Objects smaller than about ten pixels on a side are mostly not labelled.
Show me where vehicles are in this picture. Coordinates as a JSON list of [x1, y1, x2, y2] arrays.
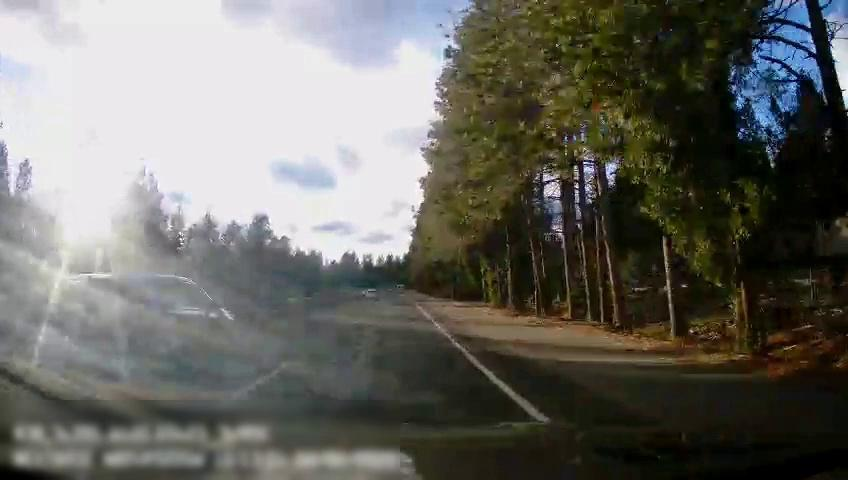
[[363, 287, 378, 301], [396, 283, 406, 295], [39, 274, 238, 376]]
